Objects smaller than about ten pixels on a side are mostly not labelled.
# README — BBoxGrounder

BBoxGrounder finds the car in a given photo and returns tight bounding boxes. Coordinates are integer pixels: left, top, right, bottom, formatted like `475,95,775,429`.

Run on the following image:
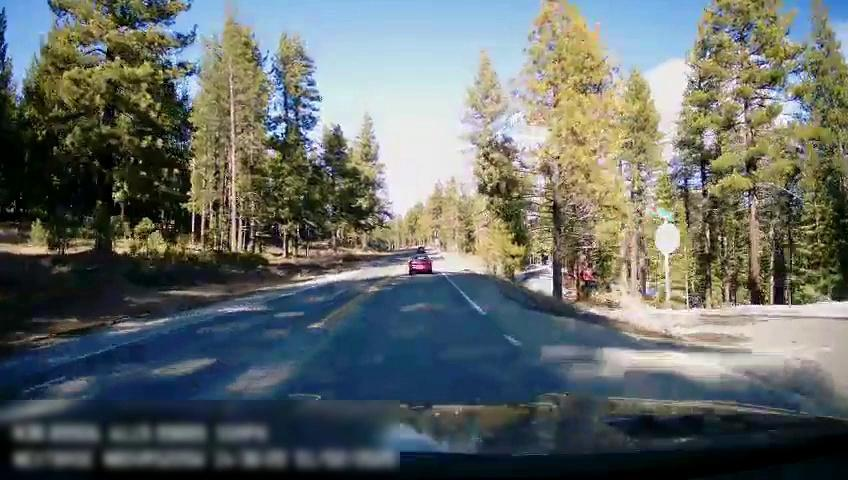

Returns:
408,254,432,275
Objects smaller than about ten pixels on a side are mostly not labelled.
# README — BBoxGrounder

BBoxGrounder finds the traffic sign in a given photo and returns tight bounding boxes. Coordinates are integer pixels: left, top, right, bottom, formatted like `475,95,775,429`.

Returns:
655,223,682,256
